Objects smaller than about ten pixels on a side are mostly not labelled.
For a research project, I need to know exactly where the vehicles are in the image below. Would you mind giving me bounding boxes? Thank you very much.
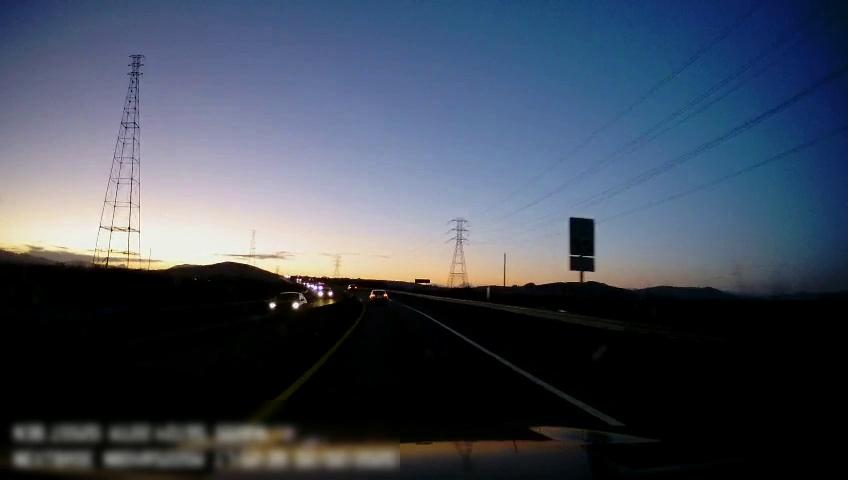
[369,289,389,304]
[317,287,335,300]
[267,291,308,315]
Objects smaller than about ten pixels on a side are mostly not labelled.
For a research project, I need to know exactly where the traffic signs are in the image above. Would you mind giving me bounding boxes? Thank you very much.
[568,216,596,257]
[568,257,595,273]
